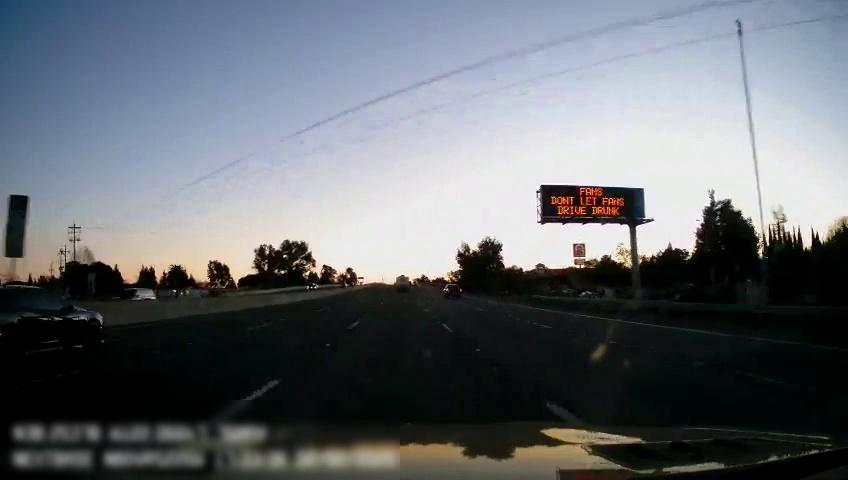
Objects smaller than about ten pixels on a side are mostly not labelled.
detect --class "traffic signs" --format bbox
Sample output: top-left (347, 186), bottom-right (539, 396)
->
top-left (5, 194), bottom-right (29, 258)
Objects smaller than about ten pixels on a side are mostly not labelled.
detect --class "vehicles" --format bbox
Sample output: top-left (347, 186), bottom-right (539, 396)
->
top-left (442, 284), bottom-right (462, 298)
top-left (0, 286), bottom-right (105, 361)
top-left (110, 288), bottom-right (157, 303)
top-left (396, 276), bottom-right (410, 292)
top-left (578, 291), bottom-right (597, 300)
